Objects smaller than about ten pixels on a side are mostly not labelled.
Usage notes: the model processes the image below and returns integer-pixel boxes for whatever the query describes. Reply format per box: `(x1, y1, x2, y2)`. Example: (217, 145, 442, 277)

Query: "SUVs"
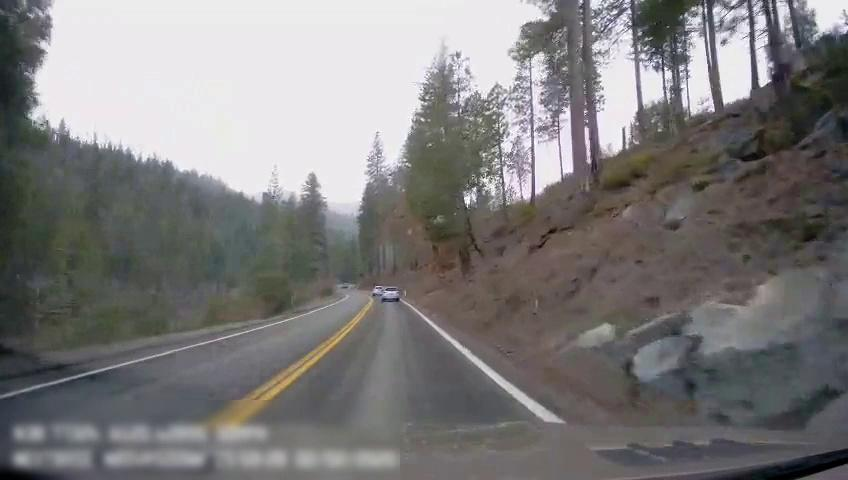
(372, 285, 385, 296)
(382, 286, 400, 302)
